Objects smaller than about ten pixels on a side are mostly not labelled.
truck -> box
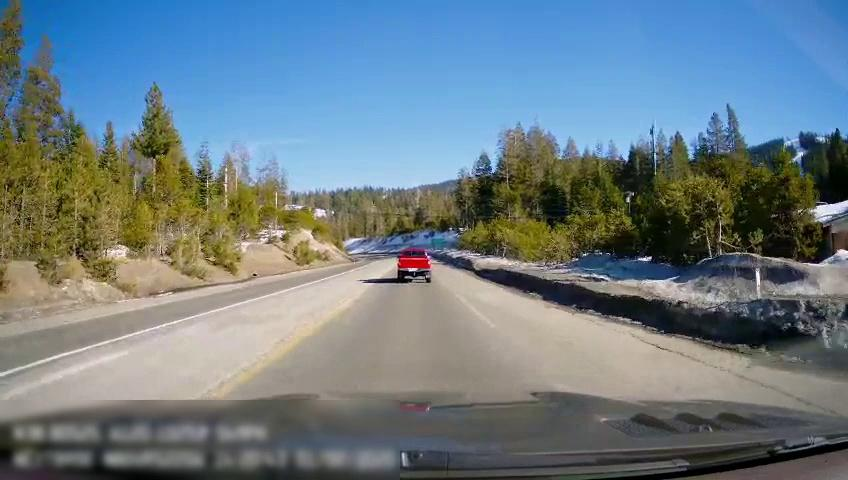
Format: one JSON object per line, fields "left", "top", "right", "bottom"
{"left": 396, "top": 247, "right": 433, "bottom": 285}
